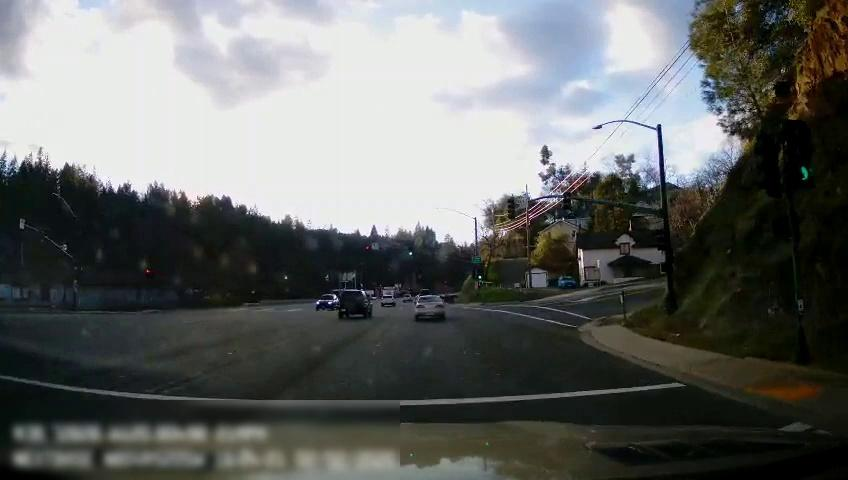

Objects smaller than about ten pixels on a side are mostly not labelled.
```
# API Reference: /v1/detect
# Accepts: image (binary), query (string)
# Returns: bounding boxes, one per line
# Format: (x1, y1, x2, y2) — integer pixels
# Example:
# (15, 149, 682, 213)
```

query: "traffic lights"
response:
(653, 227, 668, 251)
(505, 195, 517, 221)
(752, 138, 783, 201)
(789, 119, 816, 190)
(472, 267, 477, 280)
(477, 265, 484, 280)
(563, 190, 574, 212)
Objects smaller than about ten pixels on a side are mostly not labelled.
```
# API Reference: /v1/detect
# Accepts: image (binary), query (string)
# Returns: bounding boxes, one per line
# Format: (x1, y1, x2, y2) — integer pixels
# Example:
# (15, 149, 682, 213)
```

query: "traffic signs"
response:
(471, 256, 482, 264)
(518, 194, 529, 209)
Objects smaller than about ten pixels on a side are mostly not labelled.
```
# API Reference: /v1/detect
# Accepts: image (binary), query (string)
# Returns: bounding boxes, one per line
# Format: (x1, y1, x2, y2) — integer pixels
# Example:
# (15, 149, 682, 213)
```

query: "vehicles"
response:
(402, 293, 413, 302)
(380, 294, 397, 307)
(315, 293, 340, 311)
(558, 275, 576, 288)
(338, 289, 374, 320)
(414, 294, 446, 320)
(419, 287, 432, 296)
